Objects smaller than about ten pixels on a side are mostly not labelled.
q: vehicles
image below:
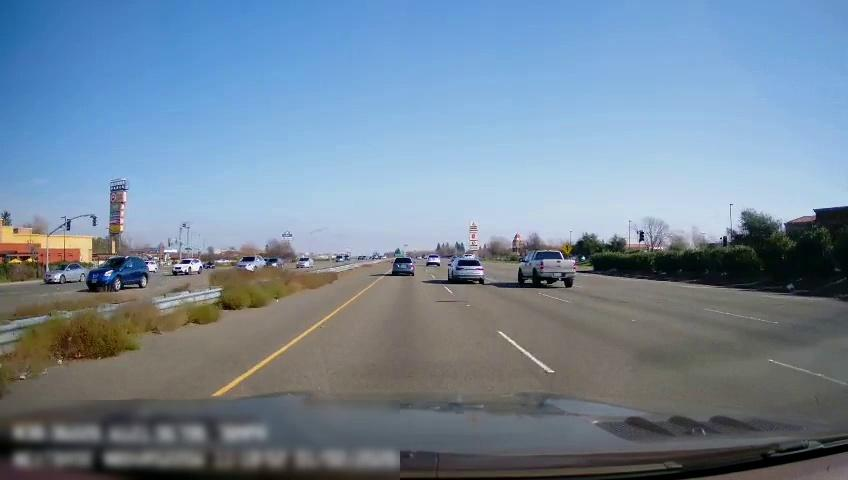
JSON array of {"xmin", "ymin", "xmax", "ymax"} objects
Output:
[
  {"xmin": 43, "ymin": 263, "xmax": 91, "ymax": 284},
  {"xmin": 265, "ymin": 257, "xmax": 285, "ymax": 269},
  {"xmin": 446, "ymin": 257, "xmax": 486, "ymax": 285},
  {"xmin": 518, "ymin": 250, "xmax": 576, "ymax": 288},
  {"xmin": 144, "ymin": 261, "xmax": 159, "ymax": 274},
  {"xmin": 390, "ymin": 257, "xmax": 418, "ymax": 277},
  {"xmin": 463, "ymin": 254, "xmax": 476, "ymax": 258},
  {"xmin": 234, "ymin": 255, "xmax": 266, "ymax": 273},
  {"xmin": 85, "ymin": 257, "xmax": 150, "ymax": 292},
  {"xmin": 426, "ymin": 254, "xmax": 441, "ymax": 267},
  {"xmin": 296, "ymin": 257, "xmax": 314, "ymax": 269},
  {"xmin": 172, "ymin": 259, "xmax": 202, "ymax": 277}
]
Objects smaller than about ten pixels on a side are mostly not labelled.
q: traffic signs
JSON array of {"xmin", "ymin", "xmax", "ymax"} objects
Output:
[{"xmin": 561, "ymin": 241, "xmax": 573, "ymax": 256}]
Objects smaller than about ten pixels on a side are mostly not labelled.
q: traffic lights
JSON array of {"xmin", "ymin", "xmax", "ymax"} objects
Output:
[
  {"xmin": 638, "ymin": 231, "xmax": 645, "ymax": 243},
  {"xmin": 92, "ymin": 216, "xmax": 96, "ymax": 227},
  {"xmin": 66, "ymin": 217, "xmax": 72, "ymax": 231}
]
